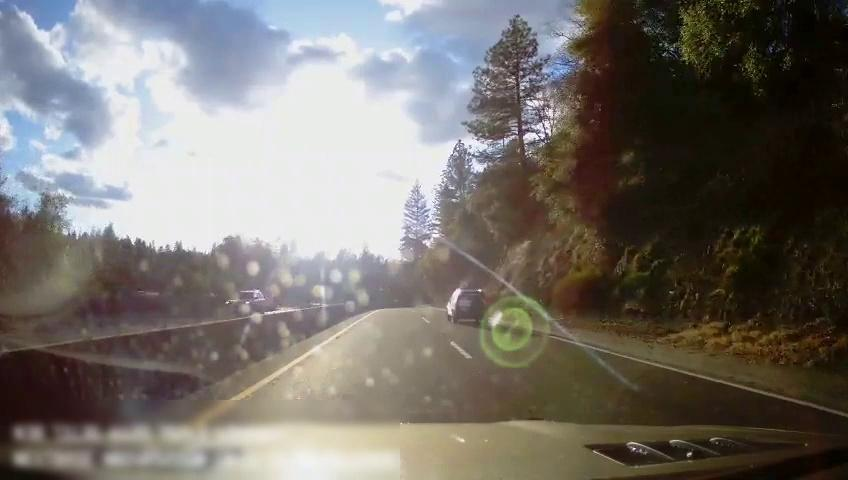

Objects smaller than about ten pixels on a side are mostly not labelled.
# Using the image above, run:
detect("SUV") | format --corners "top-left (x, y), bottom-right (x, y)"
top-left (224, 290), bottom-right (267, 318)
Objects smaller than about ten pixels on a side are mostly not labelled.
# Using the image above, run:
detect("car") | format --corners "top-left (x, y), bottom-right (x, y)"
top-left (445, 286), bottom-right (486, 324)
